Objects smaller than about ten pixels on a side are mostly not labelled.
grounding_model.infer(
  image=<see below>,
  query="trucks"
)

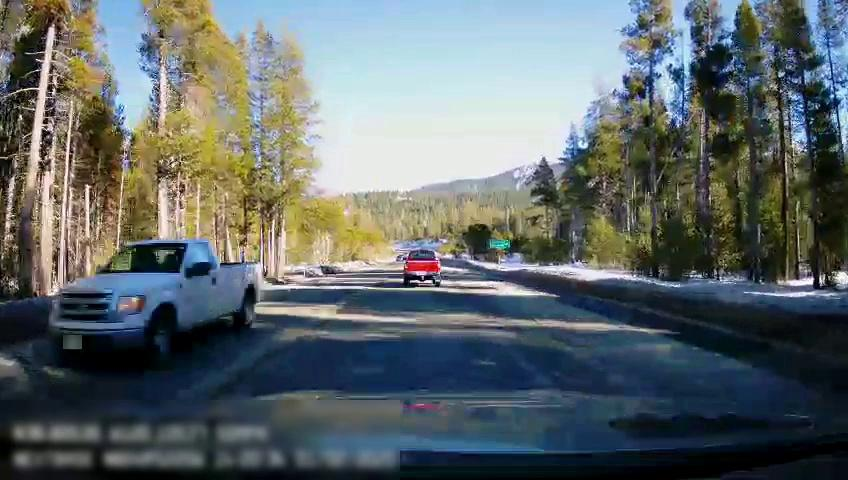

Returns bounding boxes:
[402,245,441,287]
[47,239,267,368]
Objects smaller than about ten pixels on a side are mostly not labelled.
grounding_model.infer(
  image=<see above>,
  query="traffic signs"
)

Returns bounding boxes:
[488,238,512,250]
